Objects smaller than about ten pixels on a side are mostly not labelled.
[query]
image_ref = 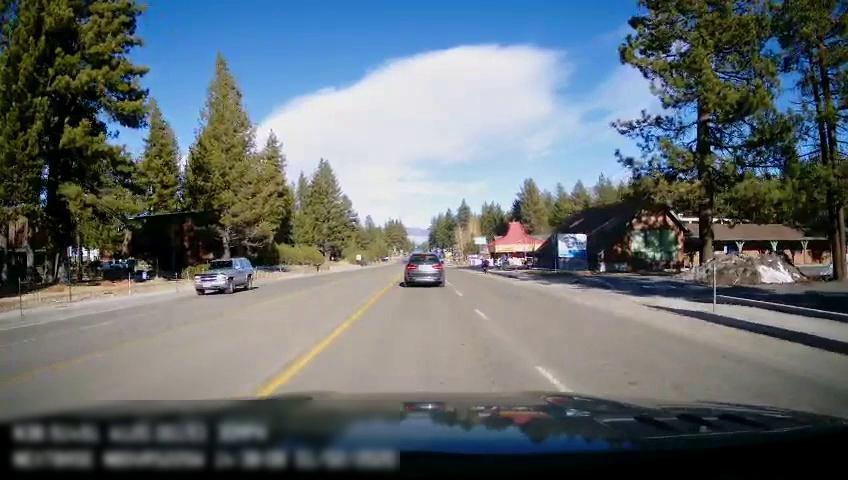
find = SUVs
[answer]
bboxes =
[193,257,256,296]
[404,254,444,287]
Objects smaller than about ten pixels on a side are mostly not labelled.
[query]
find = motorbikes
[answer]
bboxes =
[480,256,490,273]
